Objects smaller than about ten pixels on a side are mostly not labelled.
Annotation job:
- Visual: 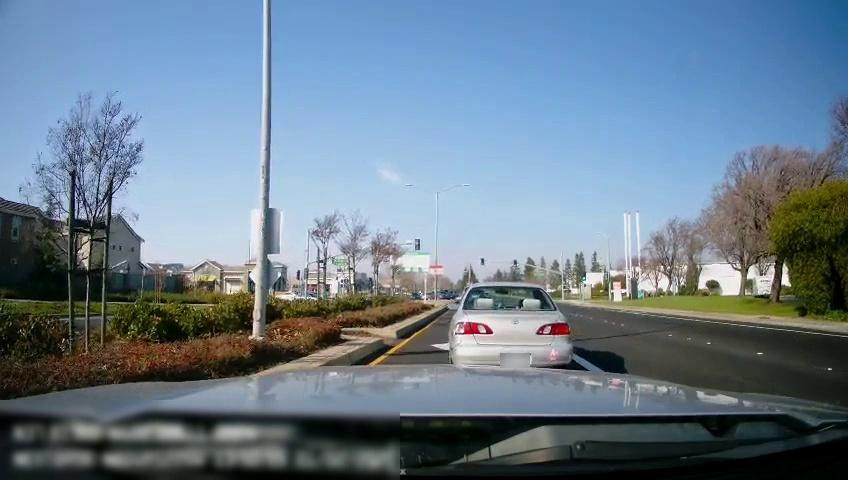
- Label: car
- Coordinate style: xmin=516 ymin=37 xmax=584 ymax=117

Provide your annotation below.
xmin=448 ymin=282 xmax=574 ymax=367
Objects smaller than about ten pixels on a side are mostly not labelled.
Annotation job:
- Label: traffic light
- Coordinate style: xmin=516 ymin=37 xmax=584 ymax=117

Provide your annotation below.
xmin=415 ymin=238 xmax=421 ymax=251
